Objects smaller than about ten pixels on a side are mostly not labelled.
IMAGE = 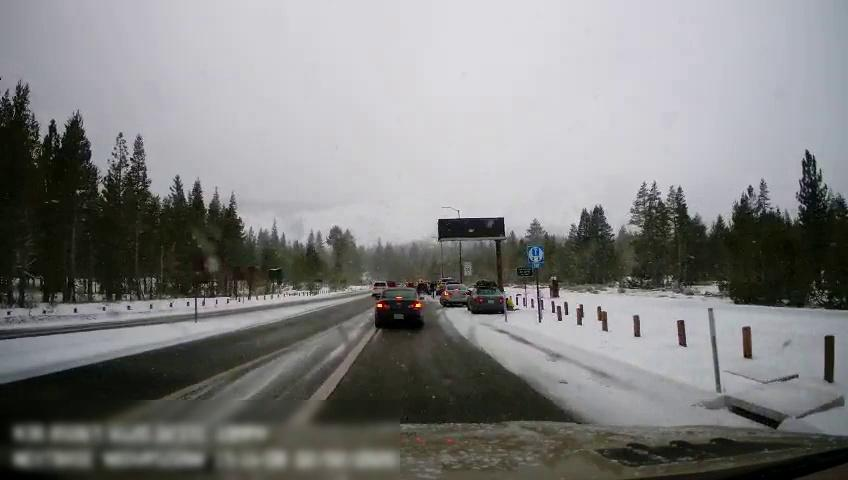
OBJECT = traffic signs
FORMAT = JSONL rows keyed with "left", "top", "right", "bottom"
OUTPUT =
{"left": 463, "top": 261, "right": 472, "bottom": 277}
{"left": 528, "top": 246, "right": 545, "bottom": 264}
{"left": 516, "top": 266, "right": 533, "bottom": 278}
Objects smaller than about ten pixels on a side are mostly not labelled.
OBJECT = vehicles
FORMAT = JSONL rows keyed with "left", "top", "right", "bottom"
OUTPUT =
{"left": 435, "top": 278, "right": 452, "bottom": 294}
{"left": 439, "top": 283, "right": 469, "bottom": 308}
{"left": 374, "top": 287, "right": 425, "bottom": 330}
{"left": 465, "top": 280, "right": 506, "bottom": 314}
{"left": 446, "top": 281, "right": 461, "bottom": 284}
{"left": 416, "top": 282, "right": 429, "bottom": 294}
{"left": 371, "top": 281, "right": 387, "bottom": 297}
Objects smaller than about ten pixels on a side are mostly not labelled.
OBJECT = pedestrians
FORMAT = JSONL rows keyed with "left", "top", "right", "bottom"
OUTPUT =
{"left": 429, "top": 281, "right": 435, "bottom": 298}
